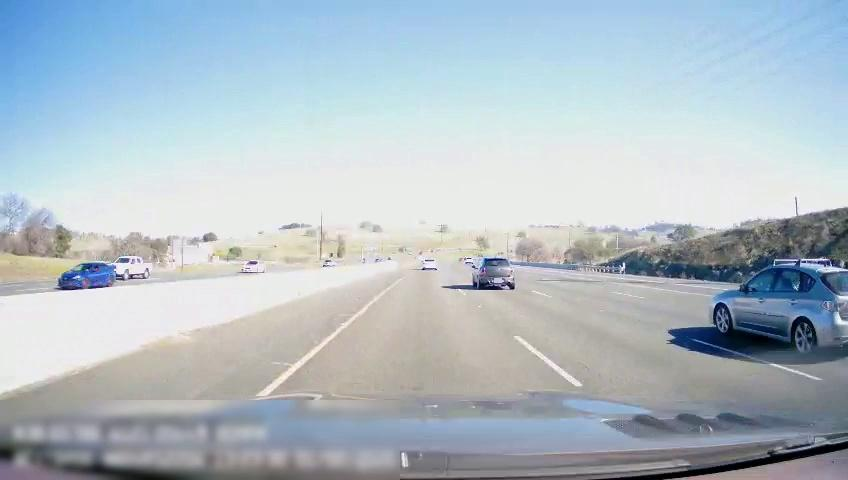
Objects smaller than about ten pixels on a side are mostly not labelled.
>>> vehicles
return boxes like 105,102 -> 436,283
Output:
471,257 -> 515,290
113,256 -> 153,281
422,258 -> 438,270
56,261 -> 114,289
711,263 -> 848,361
322,259 -> 335,267
239,260 -> 264,273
